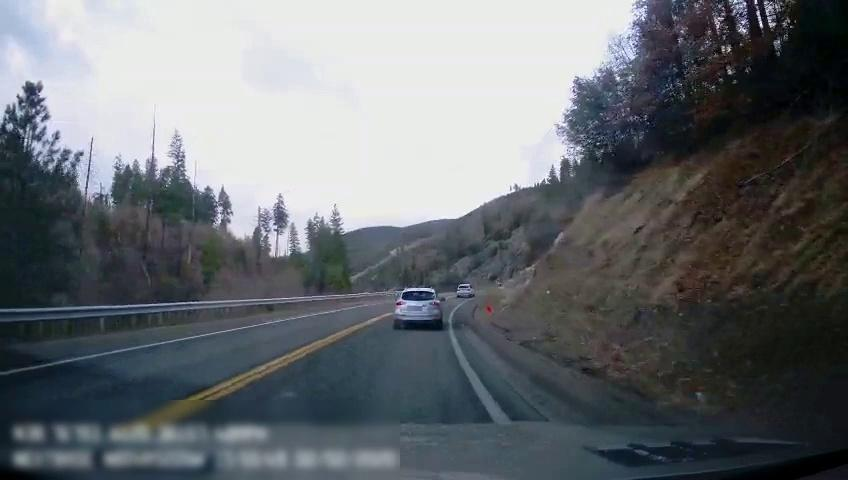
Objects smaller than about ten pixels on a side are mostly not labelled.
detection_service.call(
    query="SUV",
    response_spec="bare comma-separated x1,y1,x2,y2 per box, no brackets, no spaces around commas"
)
395,287,443,331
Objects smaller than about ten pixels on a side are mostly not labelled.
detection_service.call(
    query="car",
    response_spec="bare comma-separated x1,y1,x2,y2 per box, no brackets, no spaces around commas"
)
456,284,475,298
